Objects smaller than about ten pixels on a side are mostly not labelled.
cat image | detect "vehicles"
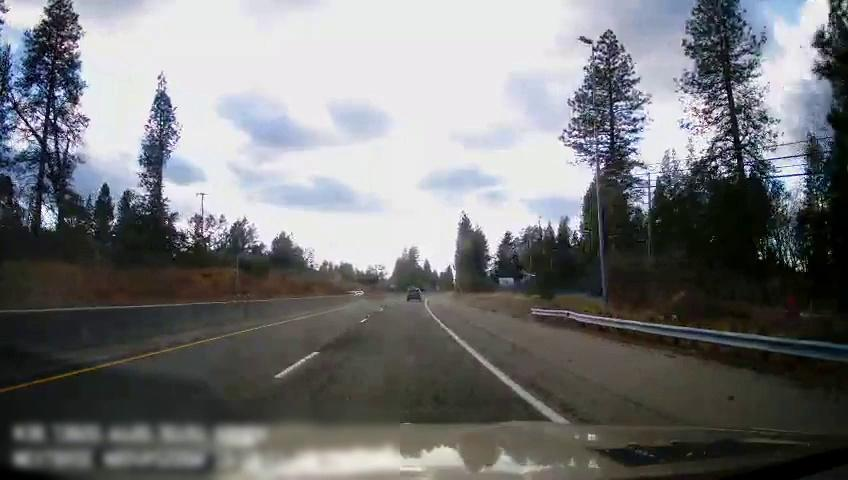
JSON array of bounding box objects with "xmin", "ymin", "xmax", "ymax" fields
[
  {"xmin": 345, "ymin": 290, "xmax": 359, "ymax": 297},
  {"xmin": 406, "ymin": 287, "xmax": 423, "ymax": 302},
  {"xmin": 356, "ymin": 291, "xmax": 365, "ymax": 297}
]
